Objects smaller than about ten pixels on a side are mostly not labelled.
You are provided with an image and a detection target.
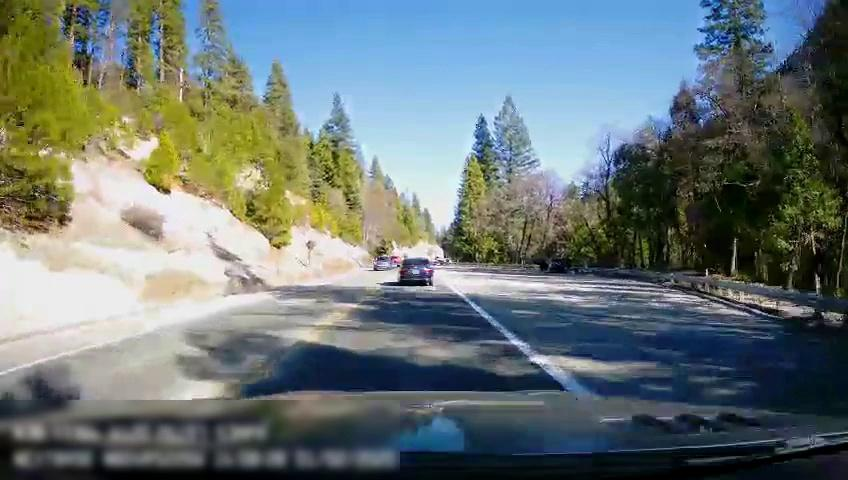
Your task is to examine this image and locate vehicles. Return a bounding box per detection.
[396,257,436,287]
[388,255,401,268]
[372,255,392,272]
[538,256,569,274]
